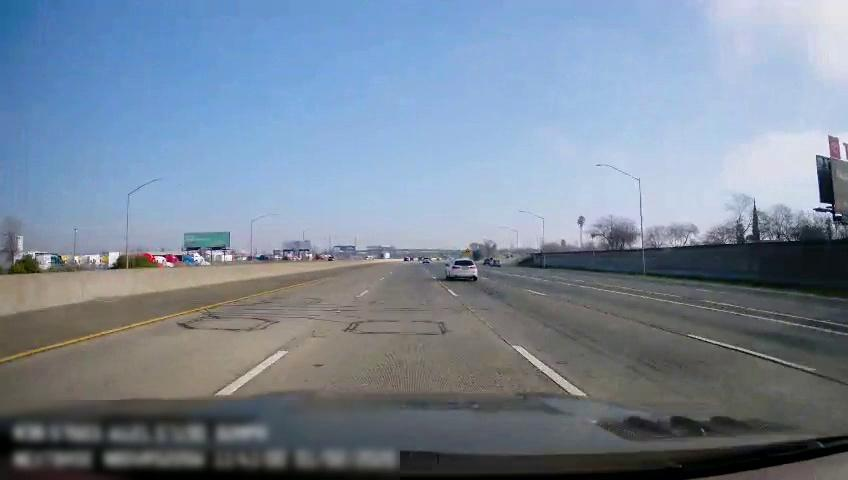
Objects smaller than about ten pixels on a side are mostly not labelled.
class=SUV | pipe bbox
[444,258,479,282]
